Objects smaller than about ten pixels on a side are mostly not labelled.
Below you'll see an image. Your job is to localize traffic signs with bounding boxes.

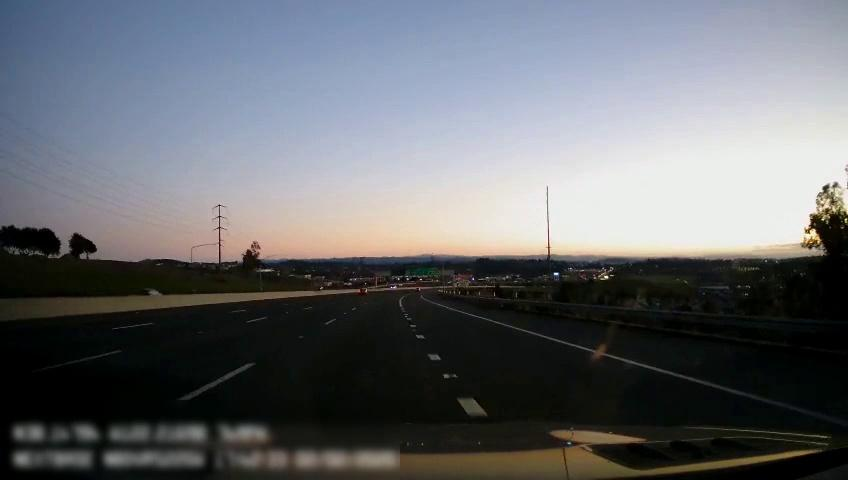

[424,268,440,278]
[390,268,407,278]
[407,268,424,278]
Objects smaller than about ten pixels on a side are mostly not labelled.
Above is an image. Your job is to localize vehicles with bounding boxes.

[136,287,163,297]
